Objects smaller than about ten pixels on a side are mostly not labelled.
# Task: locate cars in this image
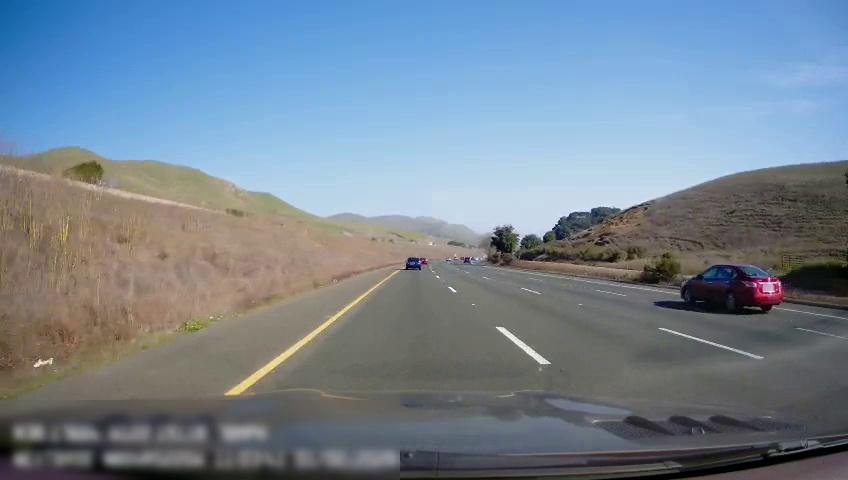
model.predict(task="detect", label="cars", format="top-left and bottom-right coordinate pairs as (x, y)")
top-left (680, 263), bottom-right (784, 314)
top-left (405, 256), bottom-right (422, 270)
